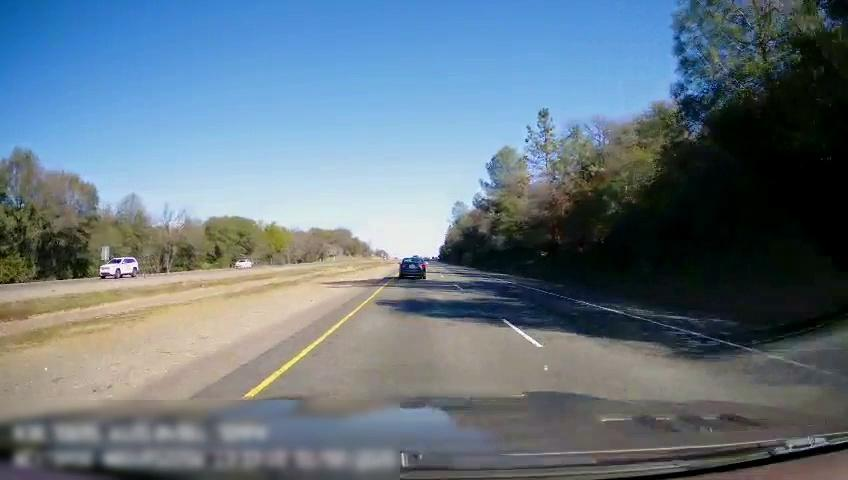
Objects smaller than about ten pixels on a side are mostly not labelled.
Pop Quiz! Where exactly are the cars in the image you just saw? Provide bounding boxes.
[235,259,253,270]
[398,257,426,280]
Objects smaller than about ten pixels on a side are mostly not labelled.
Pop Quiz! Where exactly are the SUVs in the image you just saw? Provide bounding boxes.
[100,257,139,279]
